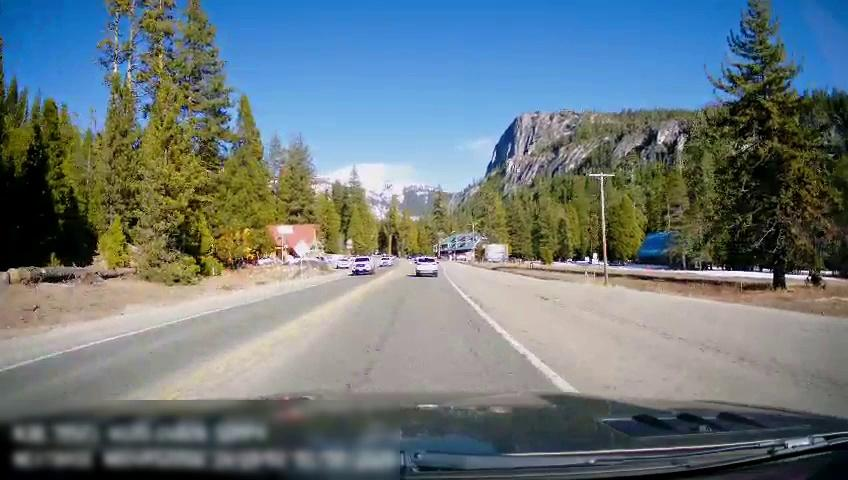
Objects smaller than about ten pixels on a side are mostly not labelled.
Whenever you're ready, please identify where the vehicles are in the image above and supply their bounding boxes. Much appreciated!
[351,256,376,276]
[335,256,352,270]
[415,256,440,278]
[377,256,393,268]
